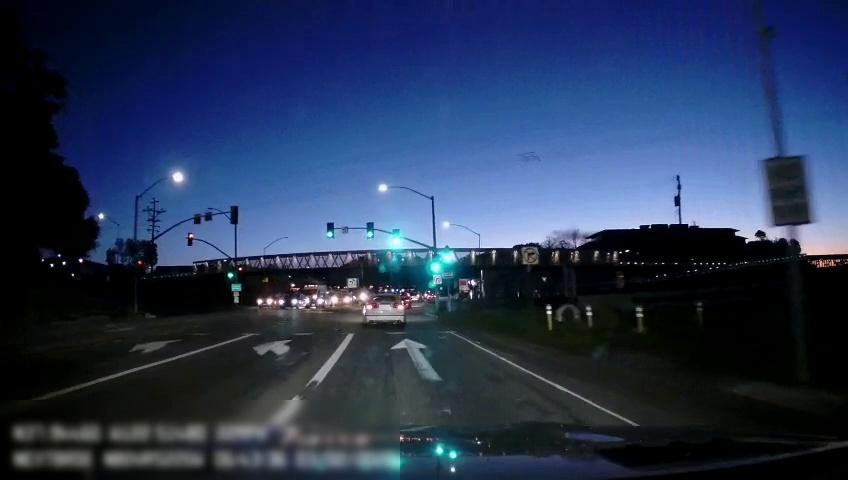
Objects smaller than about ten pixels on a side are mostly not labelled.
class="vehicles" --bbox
[309,293,333,309]
[279,293,310,310]
[299,284,328,298]
[363,293,405,328]
[256,292,283,310]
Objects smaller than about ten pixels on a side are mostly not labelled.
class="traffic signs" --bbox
[523,248,541,266]
[347,276,358,289]
[433,274,443,285]
[759,155,811,226]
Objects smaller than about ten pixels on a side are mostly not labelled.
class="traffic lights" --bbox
[238,266,243,280]
[227,271,234,283]
[392,229,400,246]
[187,233,192,247]
[136,261,144,275]
[367,222,374,240]
[327,223,336,241]
[434,257,441,273]
[229,205,238,223]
